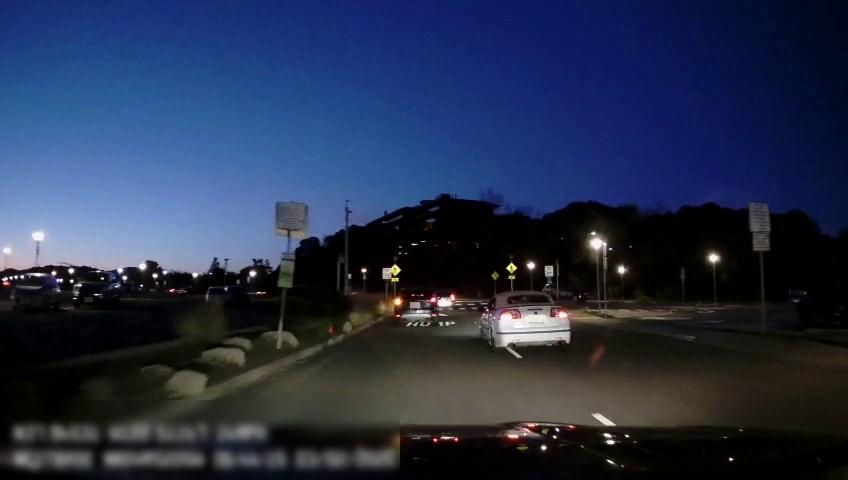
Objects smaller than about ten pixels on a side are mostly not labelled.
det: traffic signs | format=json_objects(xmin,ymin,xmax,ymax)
[
  {"xmin": 749, "ymin": 202, "xmax": 771, "ymax": 232},
  {"xmin": 505, "ymin": 261, "xmax": 518, "ymax": 275},
  {"xmin": 381, "ymin": 267, "xmax": 393, "ymax": 280},
  {"xmin": 490, "ymin": 270, "xmax": 500, "ymax": 281},
  {"xmin": 544, "ymin": 265, "xmax": 554, "ymax": 277},
  {"xmin": 752, "ymin": 232, "xmax": 770, "ymax": 251},
  {"xmin": 389, "ymin": 263, "xmax": 402, "ymax": 277}
]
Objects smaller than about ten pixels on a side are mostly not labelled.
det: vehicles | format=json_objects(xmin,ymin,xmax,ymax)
[
  {"xmin": 241, "ymin": 288, "xmax": 267, "ymax": 296},
  {"xmin": 393, "ymin": 287, "xmax": 439, "ymax": 327},
  {"xmin": 477, "ymin": 290, "xmax": 572, "ymax": 353},
  {"xmin": 14, "ymin": 272, "xmax": 62, "ymax": 309},
  {"xmin": 434, "ymin": 289, "xmax": 456, "ymax": 308},
  {"xmin": 71, "ymin": 269, "xmax": 124, "ymax": 310},
  {"xmin": 202, "ymin": 285, "xmax": 224, "ymax": 301},
  {"xmin": 795, "ymin": 293, "xmax": 848, "ymax": 329},
  {"xmin": 542, "ymin": 282, "xmax": 587, "ymax": 304},
  {"xmin": 224, "ymin": 285, "xmax": 247, "ymax": 301}
]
